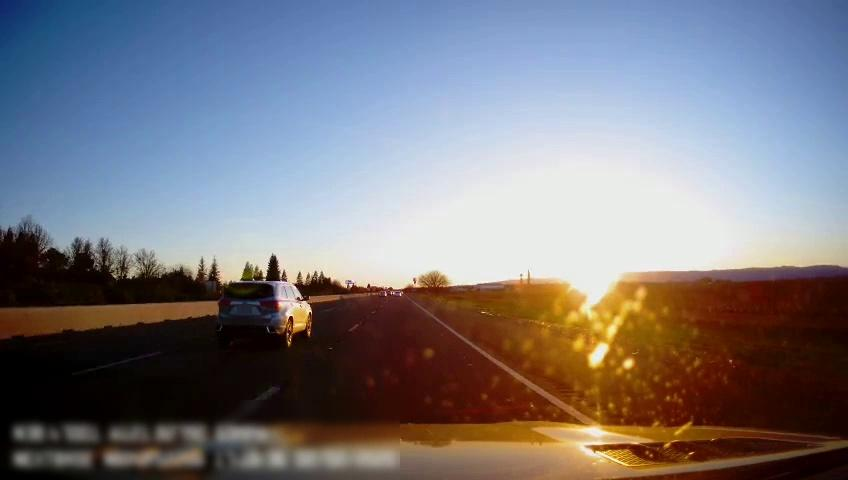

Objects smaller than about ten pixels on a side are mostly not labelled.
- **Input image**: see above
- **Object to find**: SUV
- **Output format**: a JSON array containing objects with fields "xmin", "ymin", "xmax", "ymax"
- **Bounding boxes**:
[{"xmin": 218, "ymin": 278, "xmax": 314, "ymax": 348}]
